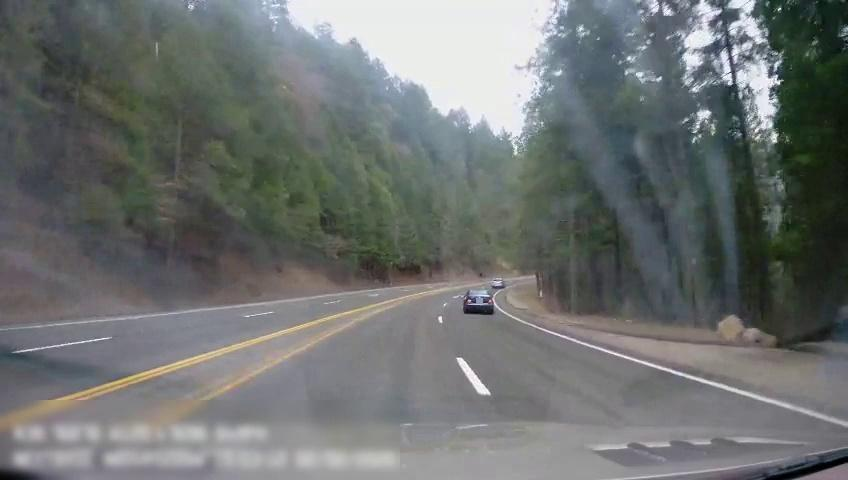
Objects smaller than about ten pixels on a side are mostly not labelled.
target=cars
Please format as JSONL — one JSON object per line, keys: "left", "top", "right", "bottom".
{"left": 492, "top": 278, "right": 506, "bottom": 289}
{"left": 463, "top": 290, "right": 494, "bottom": 315}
